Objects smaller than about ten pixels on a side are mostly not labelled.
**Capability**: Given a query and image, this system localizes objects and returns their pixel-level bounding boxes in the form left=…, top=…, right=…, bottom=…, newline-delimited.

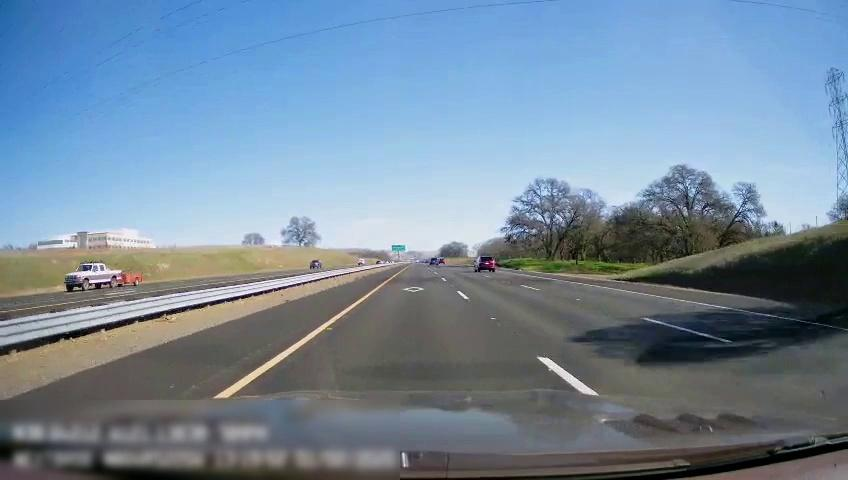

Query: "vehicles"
left=474, top=255, right=495, bottom=273
left=357, top=258, right=367, bottom=266
left=63, top=263, right=144, bottom=293
left=309, top=259, right=322, bottom=270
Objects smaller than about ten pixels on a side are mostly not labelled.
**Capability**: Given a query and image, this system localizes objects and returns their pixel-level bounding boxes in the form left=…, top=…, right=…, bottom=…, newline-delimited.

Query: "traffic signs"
left=392, top=243, right=407, bottom=252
